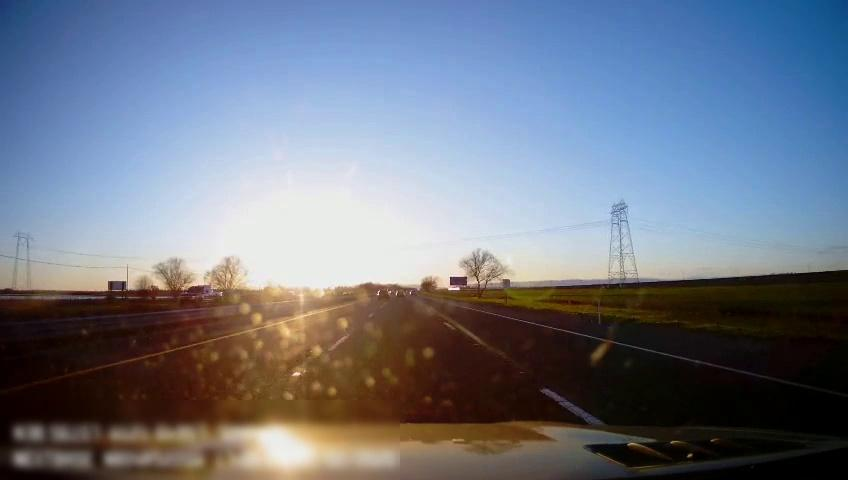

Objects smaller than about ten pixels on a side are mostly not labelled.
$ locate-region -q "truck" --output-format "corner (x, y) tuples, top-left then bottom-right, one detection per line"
(179, 285), (223, 307)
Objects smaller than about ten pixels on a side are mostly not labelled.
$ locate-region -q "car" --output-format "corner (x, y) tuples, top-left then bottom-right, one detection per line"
(379, 290), (390, 299)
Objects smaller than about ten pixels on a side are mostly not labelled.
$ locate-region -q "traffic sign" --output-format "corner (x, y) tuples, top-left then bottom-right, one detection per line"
(501, 279), (511, 290)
